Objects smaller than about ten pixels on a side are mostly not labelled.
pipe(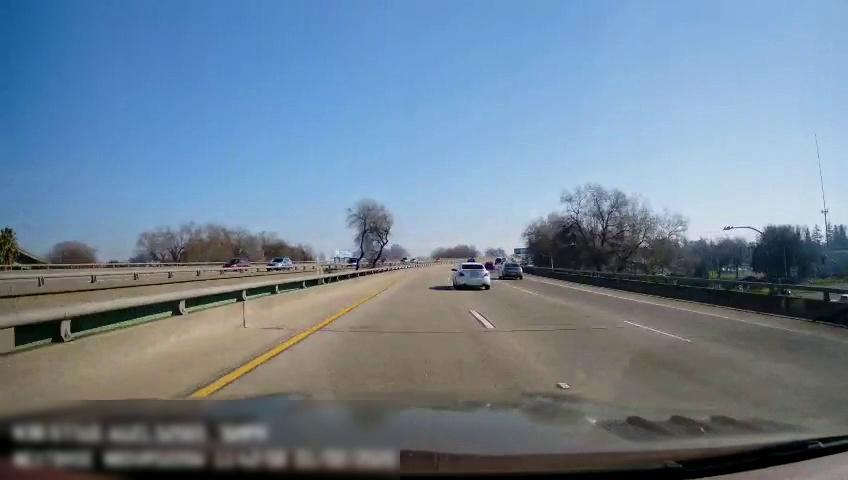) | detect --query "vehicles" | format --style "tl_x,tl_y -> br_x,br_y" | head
267,256 -> 294,272
498,261 -> 524,280
450,261 -> 491,291
222,257 -> 251,272
485,261 -> 495,269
